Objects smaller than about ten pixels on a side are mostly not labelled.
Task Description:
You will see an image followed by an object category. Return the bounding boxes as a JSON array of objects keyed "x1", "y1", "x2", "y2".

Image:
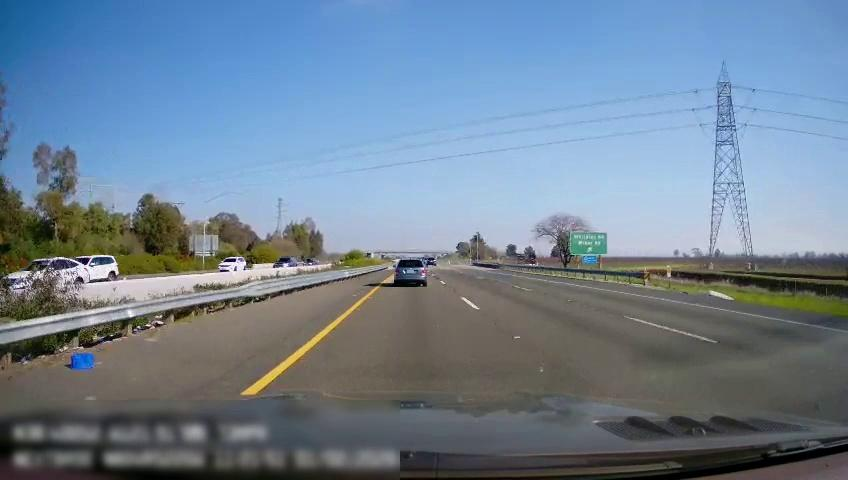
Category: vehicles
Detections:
[
  {"x1": 271, "y1": 256, "x2": 299, "y2": 269},
  {"x1": 0, "y1": 256, "x2": 90, "y2": 293},
  {"x1": 73, "y1": 254, "x2": 119, "y2": 283},
  {"x1": 217, "y1": 256, "x2": 247, "y2": 273},
  {"x1": 302, "y1": 257, "x2": 320, "y2": 267},
  {"x1": 425, "y1": 256, "x2": 437, "y2": 267},
  {"x1": 393, "y1": 259, "x2": 428, "y2": 287}
]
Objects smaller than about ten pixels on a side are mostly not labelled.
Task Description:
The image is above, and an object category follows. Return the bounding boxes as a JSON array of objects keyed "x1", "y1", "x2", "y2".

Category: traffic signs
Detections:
[
  {"x1": 582, "y1": 255, "x2": 599, "y2": 265},
  {"x1": 569, "y1": 230, "x2": 609, "y2": 256}
]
